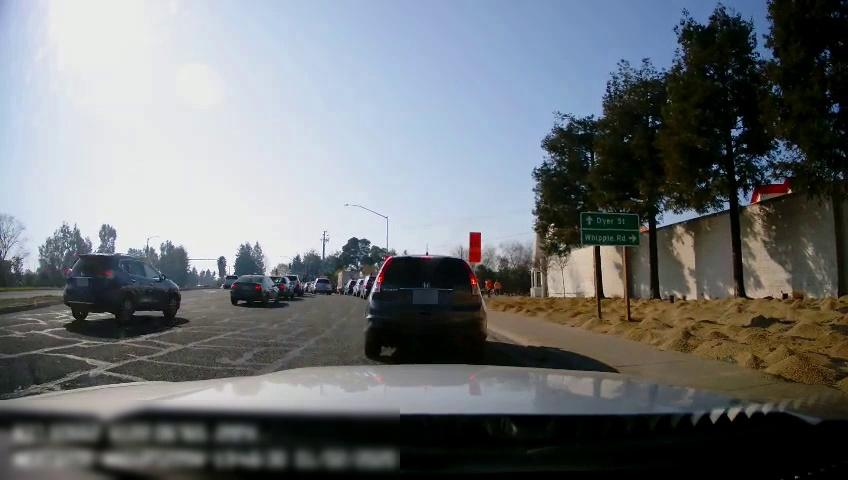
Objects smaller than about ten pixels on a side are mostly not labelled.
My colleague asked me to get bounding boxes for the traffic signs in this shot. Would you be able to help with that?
[469,231,483,262]
[580,211,642,246]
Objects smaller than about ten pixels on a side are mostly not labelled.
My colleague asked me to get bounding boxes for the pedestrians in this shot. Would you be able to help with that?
[485,279,494,297]
[494,278,502,296]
